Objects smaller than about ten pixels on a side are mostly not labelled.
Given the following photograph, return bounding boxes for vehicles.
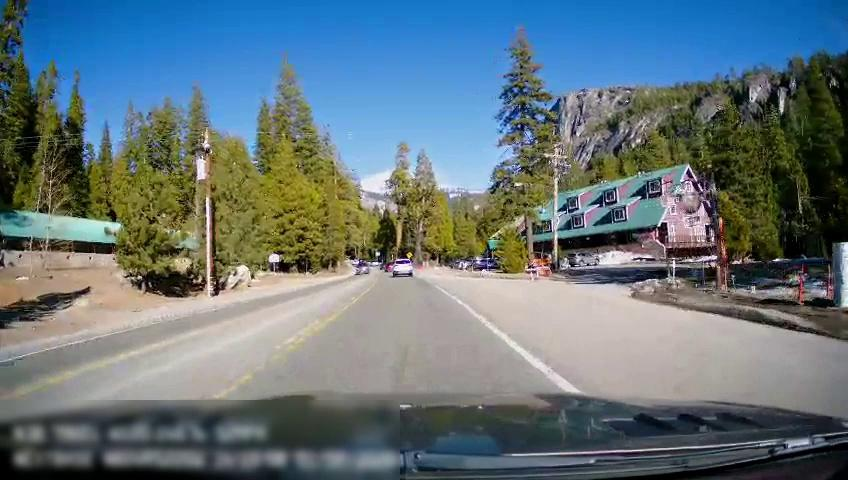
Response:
[383,261,396,273]
[356,262,369,273]
[392,258,413,278]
